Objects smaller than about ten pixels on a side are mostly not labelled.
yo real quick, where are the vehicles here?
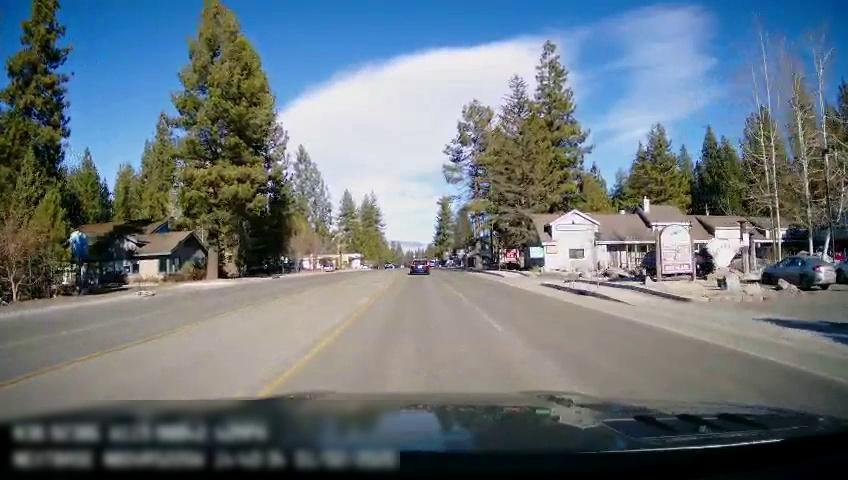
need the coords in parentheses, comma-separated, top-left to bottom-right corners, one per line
(383, 261, 395, 271)
(838, 255, 848, 285)
(323, 263, 336, 272)
(360, 263, 369, 271)
(641, 249, 711, 275)
(412, 259, 430, 275)
(760, 254, 840, 291)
